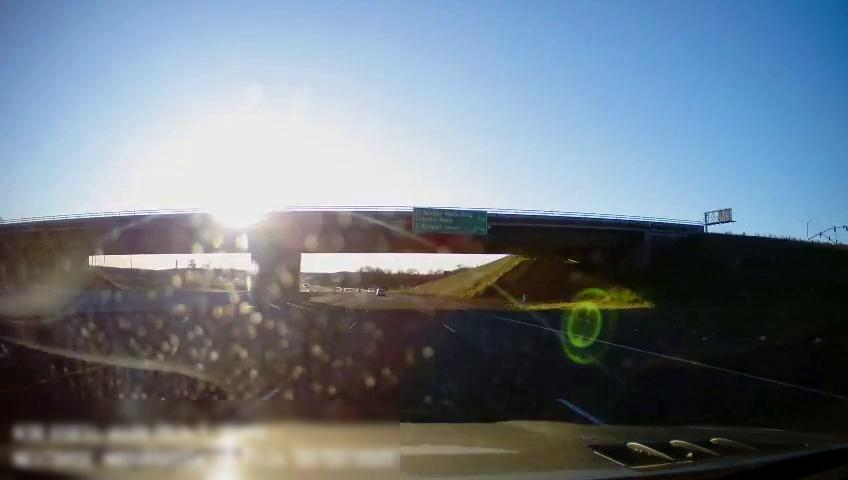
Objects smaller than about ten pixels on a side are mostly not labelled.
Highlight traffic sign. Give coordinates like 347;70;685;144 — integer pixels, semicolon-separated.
412;206;488;235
